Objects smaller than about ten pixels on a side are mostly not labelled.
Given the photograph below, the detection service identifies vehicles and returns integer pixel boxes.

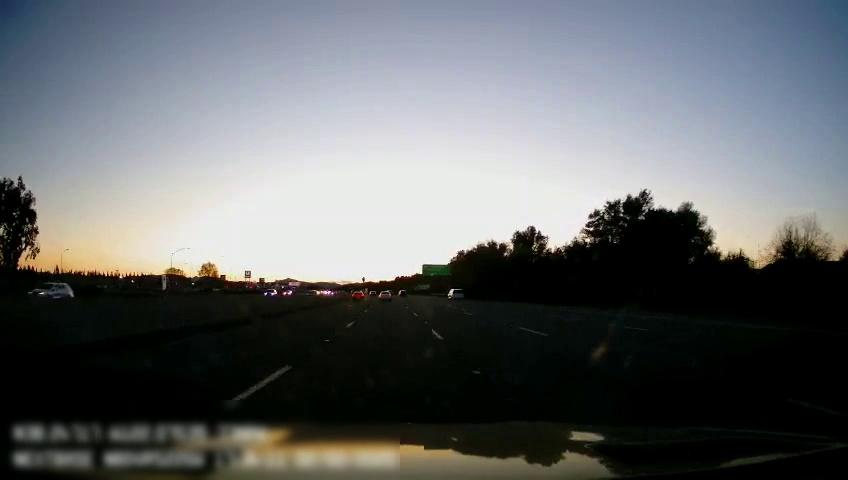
[282,290,293,297]
[351,291,364,301]
[26,282,75,300]
[263,288,278,297]
[379,291,392,302]
[447,289,464,300]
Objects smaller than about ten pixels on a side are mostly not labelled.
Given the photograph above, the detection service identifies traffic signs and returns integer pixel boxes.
[422,264,450,276]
